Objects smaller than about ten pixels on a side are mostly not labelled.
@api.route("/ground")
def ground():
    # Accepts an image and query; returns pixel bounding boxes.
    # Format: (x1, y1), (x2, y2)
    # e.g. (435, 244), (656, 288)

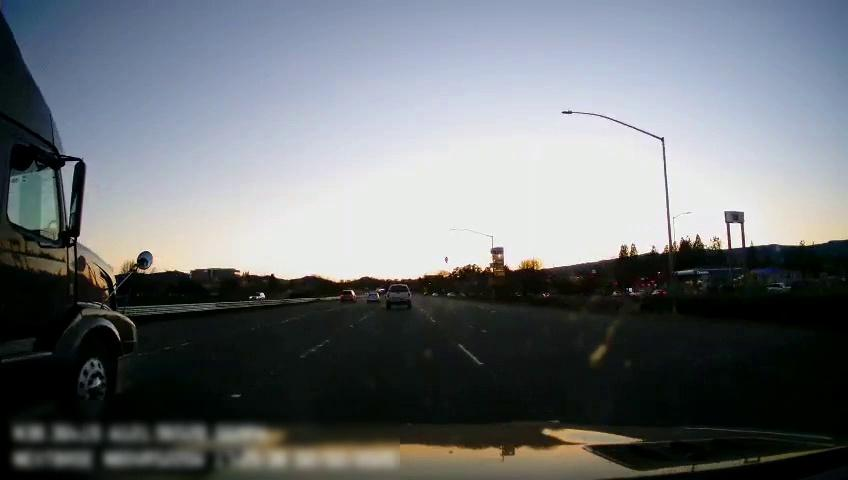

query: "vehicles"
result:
(0, 10), (156, 456)
(385, 284), (413, 311)
(248, 292), (265, 301)
(366, 292), (380, 304)
(340, 289), (358, 302)
(766, 282), (791, 294)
